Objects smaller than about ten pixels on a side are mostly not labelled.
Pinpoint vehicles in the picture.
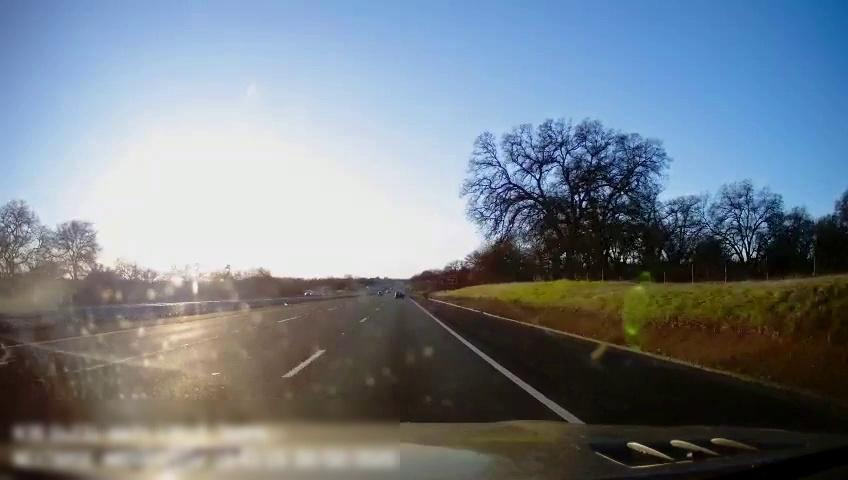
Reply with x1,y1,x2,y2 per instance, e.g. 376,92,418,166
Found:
394,291,404,299
303,290,315,297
